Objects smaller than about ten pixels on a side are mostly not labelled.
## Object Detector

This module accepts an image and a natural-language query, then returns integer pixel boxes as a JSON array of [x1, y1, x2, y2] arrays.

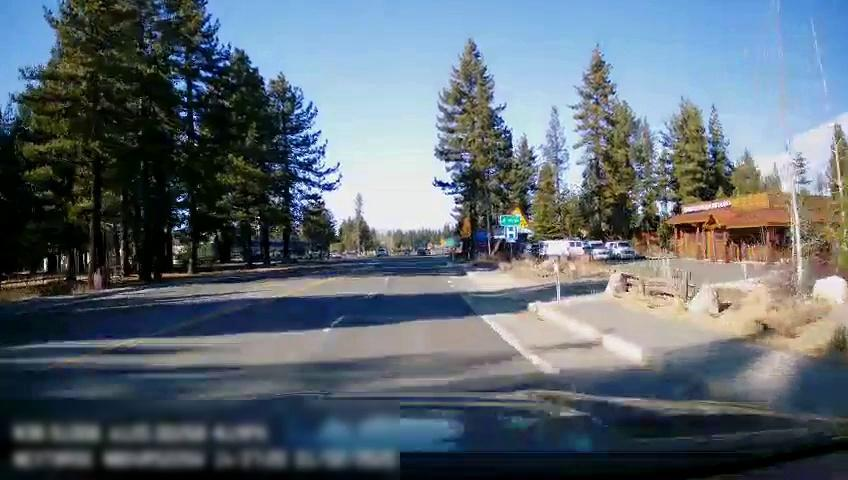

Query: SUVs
[[561, 239, 587, 260], [603, 241, 634, 261], [584, 240, 610, 261]]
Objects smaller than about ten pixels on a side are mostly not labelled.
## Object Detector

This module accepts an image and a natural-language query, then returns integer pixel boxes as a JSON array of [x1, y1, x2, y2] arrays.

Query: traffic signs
[[497, 214, 521, 226], [504, 225, 517, 240]]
